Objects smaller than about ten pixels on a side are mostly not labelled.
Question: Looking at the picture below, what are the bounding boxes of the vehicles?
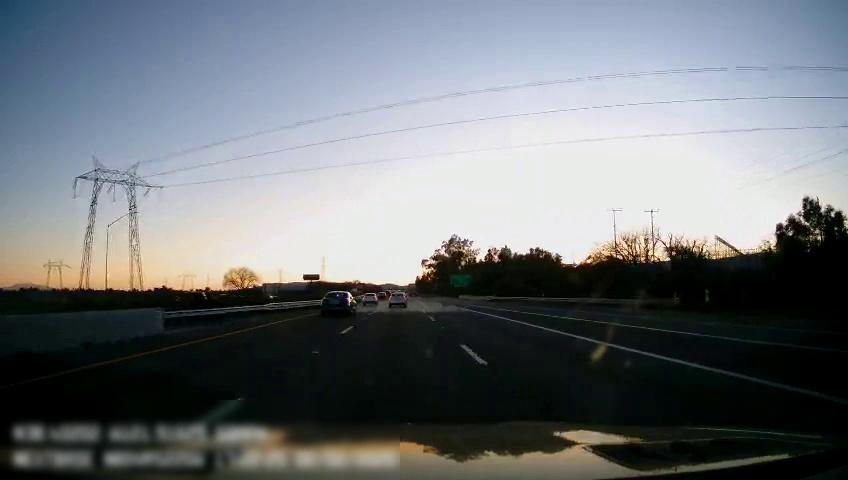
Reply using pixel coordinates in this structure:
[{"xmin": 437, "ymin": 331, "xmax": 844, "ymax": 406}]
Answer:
[
  {"xmin": 388, "ymin": 292, "xmax": 408, "ymax": 309},
  {"xmin": 320, "ymin": 290, "xmax": 358, "ymax": 318},
  {"xmin": 361, "ymin": 292, "xmax": 380, "ymax": 307},
  {"xmin": 409, "ymin": 283, "xmax": 419, "ymax": 296}
]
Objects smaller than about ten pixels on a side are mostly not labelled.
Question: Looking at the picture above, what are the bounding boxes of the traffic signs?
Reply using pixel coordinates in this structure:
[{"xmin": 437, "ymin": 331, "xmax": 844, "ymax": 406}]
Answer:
[{"xmin": 449, "ymin": 274, "xmax": 471, "ymax": 287}]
